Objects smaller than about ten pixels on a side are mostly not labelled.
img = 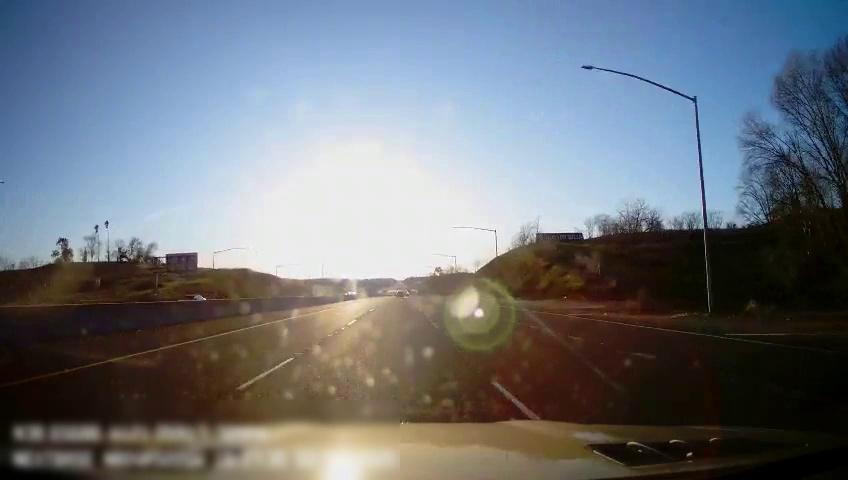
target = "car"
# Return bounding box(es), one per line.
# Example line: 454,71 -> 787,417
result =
177,294 -> 207,302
